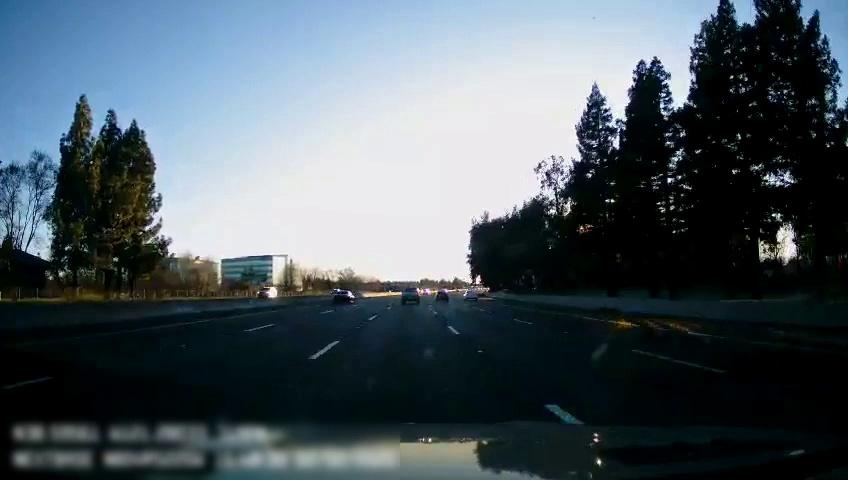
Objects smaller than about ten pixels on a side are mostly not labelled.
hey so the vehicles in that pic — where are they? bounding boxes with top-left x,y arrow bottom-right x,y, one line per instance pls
257,287 -> 277,298
436,291 -> 448,301
464,289 -> 479,301
401,288 -> 419,304
333,290 -> 356,306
